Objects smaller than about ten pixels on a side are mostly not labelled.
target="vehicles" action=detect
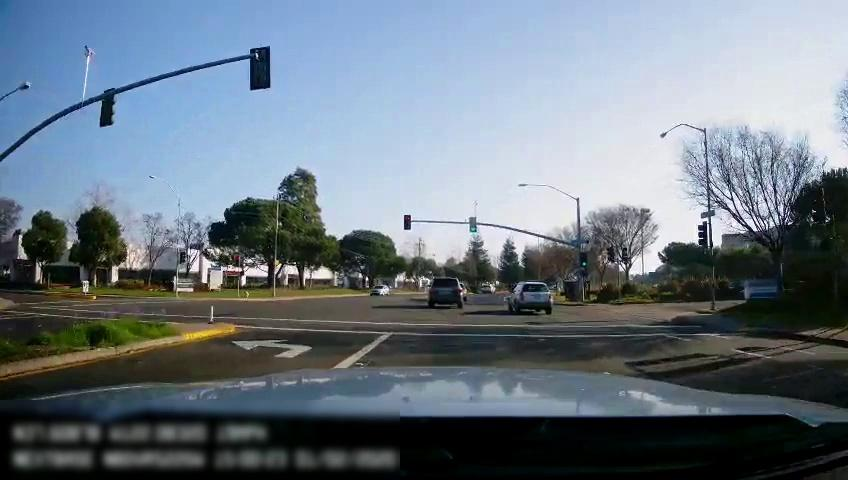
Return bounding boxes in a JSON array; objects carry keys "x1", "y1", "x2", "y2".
[
  {"x1": 369, "y1": 284, "x2": 390, "y2": 297},
  {"x1": 441, "y1": 281, "x2": 469, "y2": 303},
  {"x1": 427, "y1": 277, "x2": 464, "y2": 309},
  {"x1": 506, "y1": 280, "x2": 554, "y2": 315},
  {"x1": 480, "y1": 283, "x2": 496, "y2": 296}
]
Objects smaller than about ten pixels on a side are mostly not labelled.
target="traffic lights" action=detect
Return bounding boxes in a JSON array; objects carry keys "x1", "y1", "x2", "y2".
[
  {"x1": 249, "y1": 45, "x2": 272, "y2": 91},
  {"x1": 98, "y1": 87, "x2": 117, "y2": 128},
  {"x1": 697, "y1": 221, "x2": 708, "y2": 248}
]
